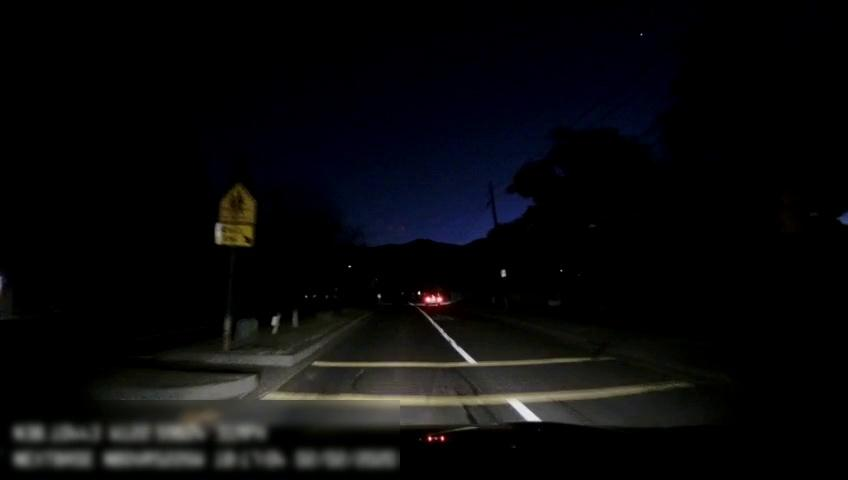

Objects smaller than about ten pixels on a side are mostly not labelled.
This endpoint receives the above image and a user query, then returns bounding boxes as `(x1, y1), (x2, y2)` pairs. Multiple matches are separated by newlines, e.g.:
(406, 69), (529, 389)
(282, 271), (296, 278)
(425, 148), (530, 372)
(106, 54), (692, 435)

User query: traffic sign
(218, 182), (257, 224)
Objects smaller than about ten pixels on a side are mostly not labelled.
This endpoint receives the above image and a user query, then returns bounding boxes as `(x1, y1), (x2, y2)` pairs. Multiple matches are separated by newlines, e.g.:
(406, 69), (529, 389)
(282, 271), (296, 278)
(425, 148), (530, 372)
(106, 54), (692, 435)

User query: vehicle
(424, 293), (444, 307)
